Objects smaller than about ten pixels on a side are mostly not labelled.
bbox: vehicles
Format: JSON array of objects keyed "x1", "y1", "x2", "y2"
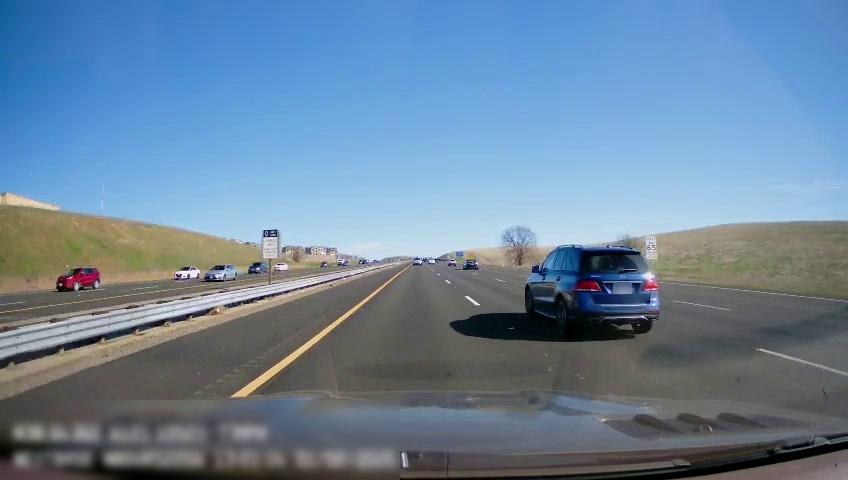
[
  {"x1": 525, "y1": 247, "x2": 660, "y2": 334},
  {"x1": 205, "y1": 265, "x2": 238, "y2": 282},
  {"x1": 463, "y1": 258, "x2": 479, "y2": 270},
  {"x1": 412, "y1": 256, "x2": 423, "y2": 266},
  {"x1": 174, "y1": 266, "x2": 201, "y2": 280},
  {"x1": 56, "y1": 267, "x2": 101, "y2": 292},
  {"x1": 274, "y1": 262, "x2": 289, "y2": 271},
  {"x1": 247, "y1": 262, "x2": 268, "y2": 274}
]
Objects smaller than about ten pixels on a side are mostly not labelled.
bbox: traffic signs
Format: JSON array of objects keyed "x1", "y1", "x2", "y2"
[{"x1": 646, "y1": 236, "x2": 657, "y2": 260}]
